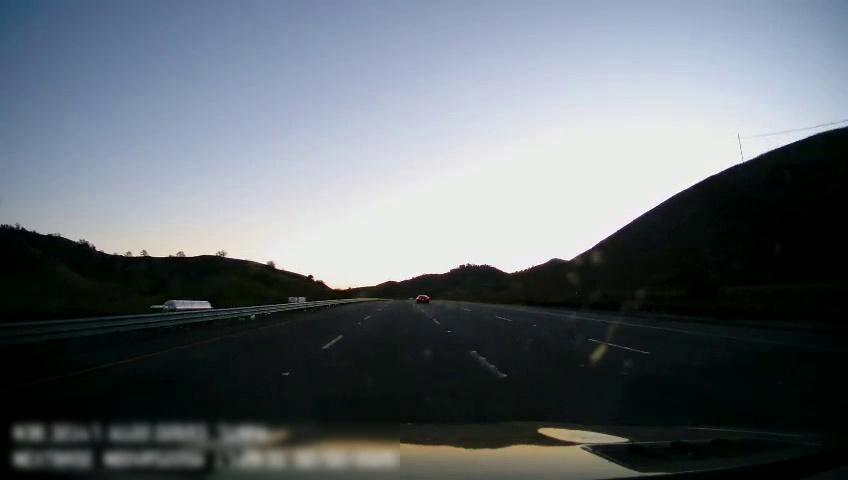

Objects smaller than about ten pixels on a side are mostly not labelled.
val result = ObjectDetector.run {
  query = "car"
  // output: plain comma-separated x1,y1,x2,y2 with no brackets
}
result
416,294,430,305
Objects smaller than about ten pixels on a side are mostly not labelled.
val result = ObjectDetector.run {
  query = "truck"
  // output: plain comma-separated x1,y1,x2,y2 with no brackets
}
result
285,296,307,304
